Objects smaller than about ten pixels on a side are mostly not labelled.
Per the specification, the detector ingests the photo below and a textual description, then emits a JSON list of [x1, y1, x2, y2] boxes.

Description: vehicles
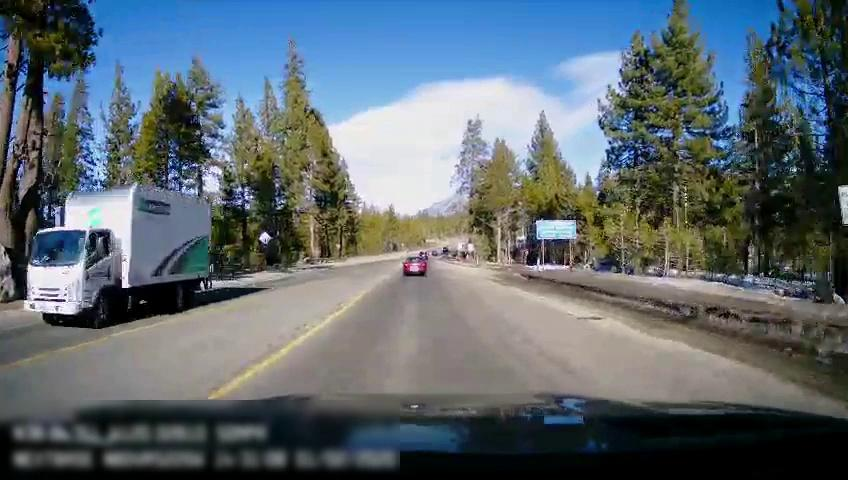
[[23, 184, 212, 329], [417, 250, 430, 259], [402, 255, 428, 275]]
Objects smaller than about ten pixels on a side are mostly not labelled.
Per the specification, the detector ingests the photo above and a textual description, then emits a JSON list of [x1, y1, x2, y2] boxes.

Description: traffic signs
[[535, 220, 577, 240], [838, 185, 848, 226]]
